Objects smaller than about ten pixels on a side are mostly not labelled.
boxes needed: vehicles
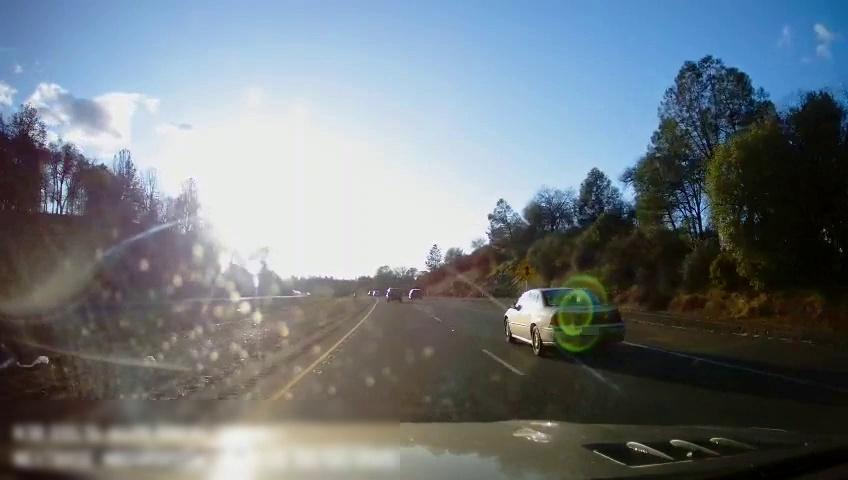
[504,287,624,357]
[409,289,422,299]
[387,288,402,302]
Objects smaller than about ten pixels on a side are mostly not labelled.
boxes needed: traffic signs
[513,258,537,283]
